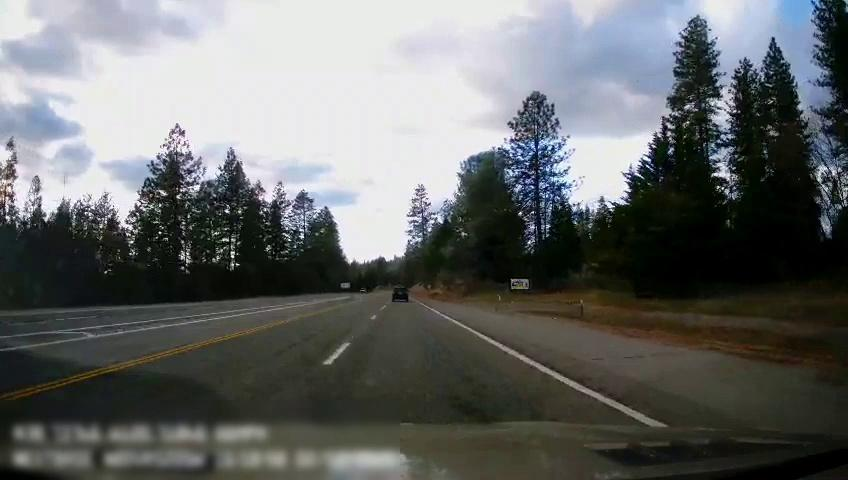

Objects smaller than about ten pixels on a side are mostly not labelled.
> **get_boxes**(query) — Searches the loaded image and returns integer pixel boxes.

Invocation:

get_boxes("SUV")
[391,286,409,302]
